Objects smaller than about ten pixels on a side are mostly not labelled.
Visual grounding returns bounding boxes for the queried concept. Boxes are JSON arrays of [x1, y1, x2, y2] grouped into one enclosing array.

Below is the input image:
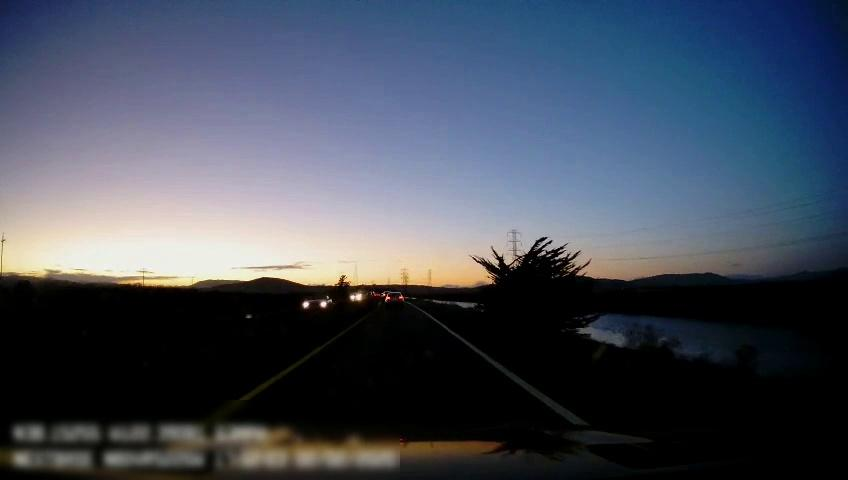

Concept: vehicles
[[301, 293, 332, 312], [349, 291, 365, 305], [387, 291, 404, 305]]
